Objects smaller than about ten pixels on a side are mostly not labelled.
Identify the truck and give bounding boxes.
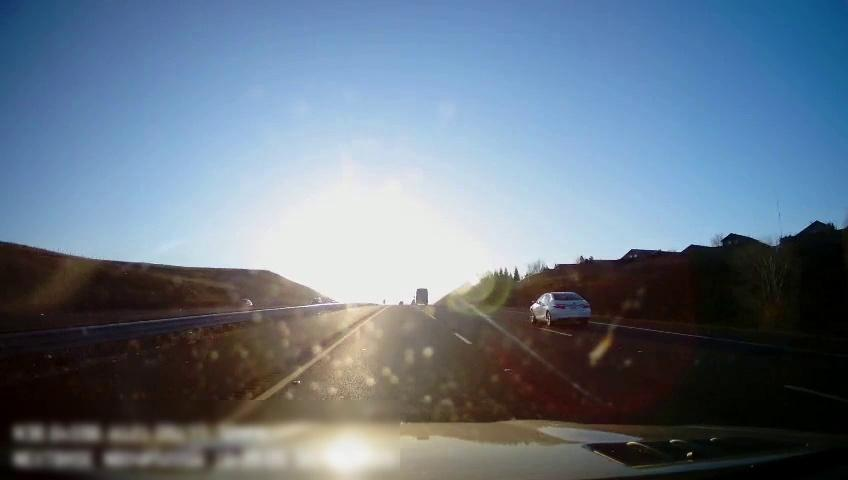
[415,288,428,306]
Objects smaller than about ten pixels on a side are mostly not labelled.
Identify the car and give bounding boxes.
[530,292,592,328]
